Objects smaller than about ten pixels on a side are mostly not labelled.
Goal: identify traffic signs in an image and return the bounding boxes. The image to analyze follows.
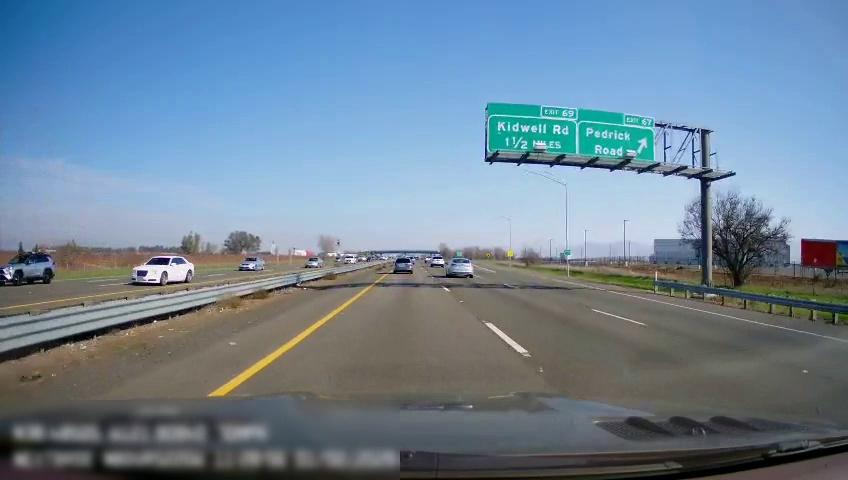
[485,101,657,161]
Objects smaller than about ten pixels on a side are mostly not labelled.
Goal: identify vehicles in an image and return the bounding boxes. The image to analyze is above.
[393,257,413,274]
[238,256,265,272]
[430,255,445,267]
[303,256,324,269]
[344,255,357,264]
[130,256,195,287]
[445,258,474,278]
[0,252,56,286]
